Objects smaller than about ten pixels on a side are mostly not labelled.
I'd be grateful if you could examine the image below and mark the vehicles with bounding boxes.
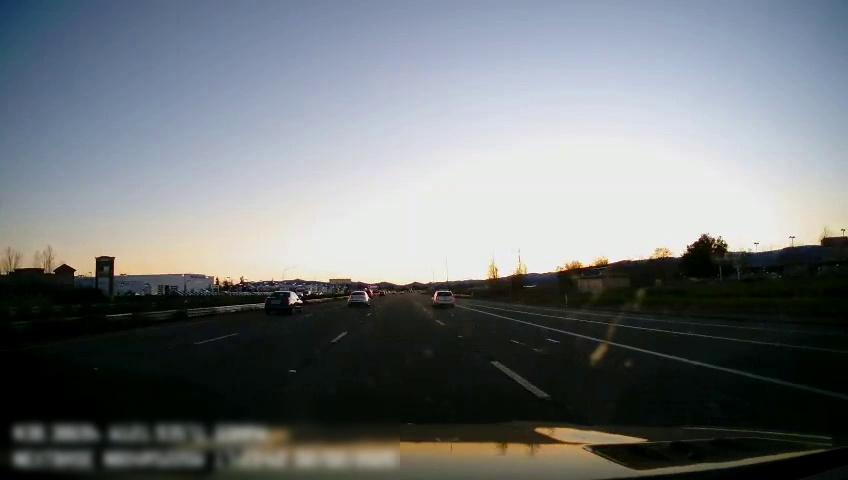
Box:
[365,290,374,299]
[347,290,370,308]
[431,291,455,309]
[300,291,312,299]
[264,290,304,316]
